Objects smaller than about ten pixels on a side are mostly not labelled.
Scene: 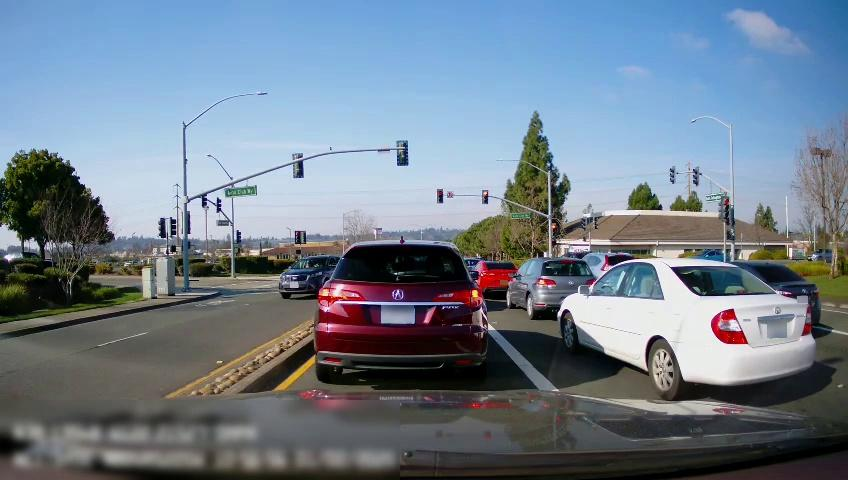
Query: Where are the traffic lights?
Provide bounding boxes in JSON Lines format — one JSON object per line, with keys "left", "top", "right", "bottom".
{"left": 592, "top": 216, "right": 600, "bottom": 230}
{"left": 216, "top": 197, "right": 224, "bottom": 214}
{"left": 291, "top": 151, "right": 304, "bottom": 178}
{"left": 302, "top": 231, "right": 307, "bottom": 244}
{"left": 295, "top": 231, "right": 302, "bottom": 244}
{"left": 436, "top": 188, "right": 446, "bottom": 205}
{"left": 200, "top": 194, "right": 207, "bottom": 208}
{"left": 236, "top": 230, "right": 243, "bottom": 243}
{"left": 480, "top": 188, "right": 489, "bottom": 207}
{"left": 170, "top": 217, "right": 176, "bottom": 237}
{"left": 582, "top": 216, "right": 589, "bottom": 230}
{"left": 669, "top": 168, "right": 677, "bottom": 183}
{"left": 692, "top": 168, "right": 699, "bottom": 186}
{"left": 395, "top": 137, "right": 411, "bottom": 168}
{"left": 159, "top": 218, "right": 167, "bottom": 237}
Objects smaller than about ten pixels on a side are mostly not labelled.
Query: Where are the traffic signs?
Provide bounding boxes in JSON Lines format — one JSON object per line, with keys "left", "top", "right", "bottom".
{"left": 215, "top": 219, "right": 230, "bottom": 227}
{"left": 224, "top": 184, "right": 258, "bottom": 198}
{"left": 704, "top": 193, "right": 721, "bottom": 202}
{"left": 511, "top": 213, "right": 530, "bottom": 221}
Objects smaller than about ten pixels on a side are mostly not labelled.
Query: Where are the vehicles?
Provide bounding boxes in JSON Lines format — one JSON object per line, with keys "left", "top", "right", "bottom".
{"left": 730, "top": 259, "right": 822, "bottom": 325}
{"left": 474, "top": 260, "right": 515, "bottom": 295}
{"left": 806, "top": 247, "right": 833, "bottom": 263}
{"left": 555, "top": 257, "right": 819, "bottom": 401}
{"left": 700, "top": 245, "right": 731, "bottom": 262}
{"left": 506, "top": 256, "right": 596, "bottom": 321}
{"left": 583, "top": 251, "right": 633, "bottom": 279}
{"left": 311, "top": 241, "right": 489, "bottom": 383}
{"left": 277, "top": 254, "right": 339, "bottom": 298}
